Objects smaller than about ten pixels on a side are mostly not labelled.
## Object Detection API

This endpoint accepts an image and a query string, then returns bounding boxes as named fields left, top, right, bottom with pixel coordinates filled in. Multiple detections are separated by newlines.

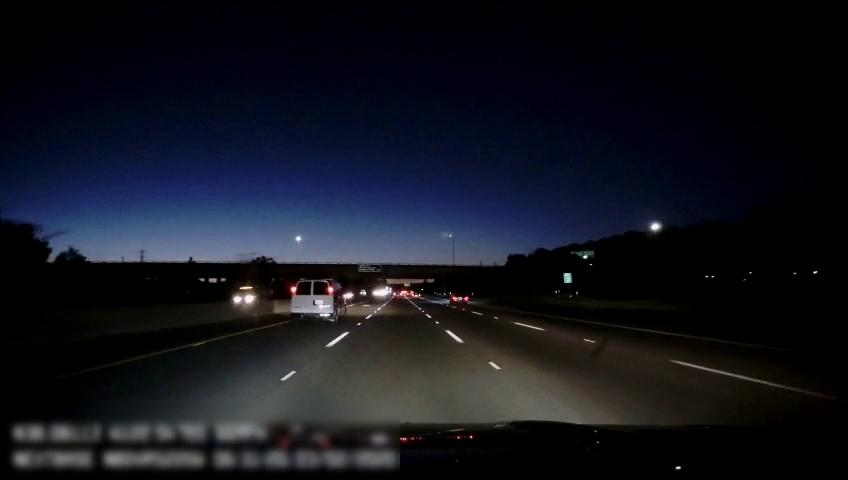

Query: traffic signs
left=358, top=263, right=382, bottom=272
left=574, top=250, right=596, bottom=260
left=563, top=272, right=573, bottom=284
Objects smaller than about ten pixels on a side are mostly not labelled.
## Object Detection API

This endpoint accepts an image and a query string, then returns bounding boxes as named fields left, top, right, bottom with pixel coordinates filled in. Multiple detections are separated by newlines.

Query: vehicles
left=449, top=292, right=471, bottom=307
left=231, top=288, right=259, bottom=305
left=287, top=278, right=348, bottom=325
